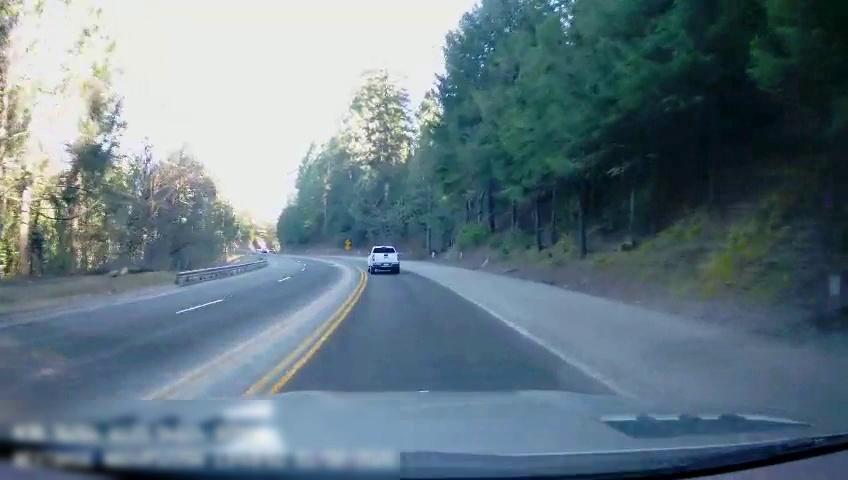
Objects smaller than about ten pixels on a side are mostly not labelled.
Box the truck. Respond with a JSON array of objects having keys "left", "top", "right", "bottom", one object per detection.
[{"left": 366, "top": 245, "right": 400, "bottom": 275}]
